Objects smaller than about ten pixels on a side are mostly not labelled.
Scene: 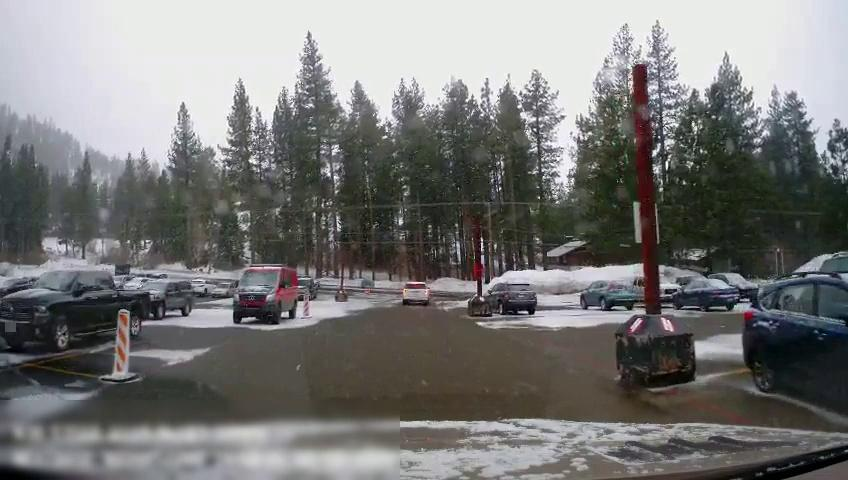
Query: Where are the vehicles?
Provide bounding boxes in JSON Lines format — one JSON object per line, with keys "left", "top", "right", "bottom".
{"left": 211, "top": 282, "right": 233, "bottom": 298}
{"left": 487, "top": 282, "right": 538, "bottom": 317}
{"left": 123, "top": 277, "right": 147, "bottom": 290}
{"left": 671, "top": 279, "right": 741, "bottom": 313}
{"left": 0, "top": 276, "right": 39, "bottom": 300}
{"left": 231, "top": 266, "right": 297, "bottom": 325}
{"left": 633, "top": 276, "right": 682, "bottom": 302}
{"left": 789, "top": 251, "right": 848, "bottom": 283}
{"left": 402, "top": 281, "right": 429, "bottom": 305}
{"left": 741, "top": 275, "right": 848, "bottom": 395}
{"left": 140, "top": 279, "right": 194, "bottom": 321}
{"left": 192, "top": 279, "right": 215, "bottom": 297}
{"left": 579, "top": 279, "right": 642, "bottom": 313}
{"left": 297, "top": 277, "right": 319, "bottom": 301}
{"left": 706, "top": 272, "right": 760, "bottom": 303}
{"left": 112, "top": 275, "right": 131, "bottom": 288}
{"left": 0, "top": 269, "right": 153, "bottom": 352}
